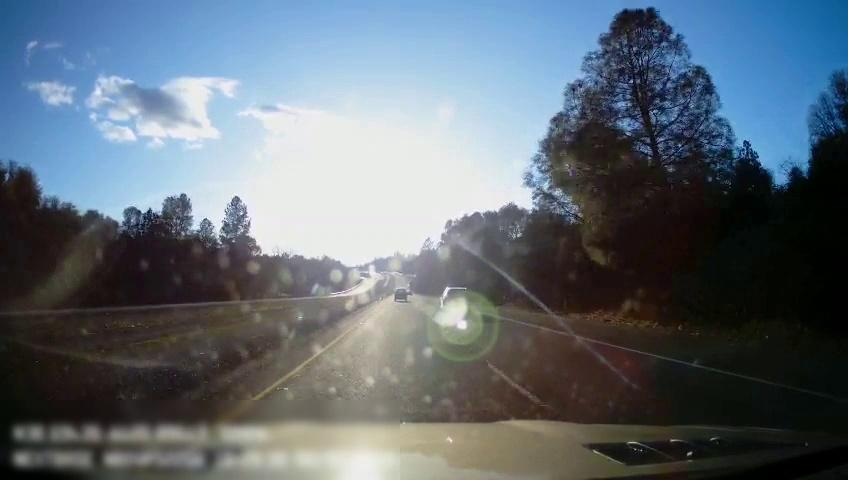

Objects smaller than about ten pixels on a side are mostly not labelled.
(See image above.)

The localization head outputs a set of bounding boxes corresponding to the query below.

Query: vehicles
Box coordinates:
[441,287,468,308]
[393,288,408,302]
